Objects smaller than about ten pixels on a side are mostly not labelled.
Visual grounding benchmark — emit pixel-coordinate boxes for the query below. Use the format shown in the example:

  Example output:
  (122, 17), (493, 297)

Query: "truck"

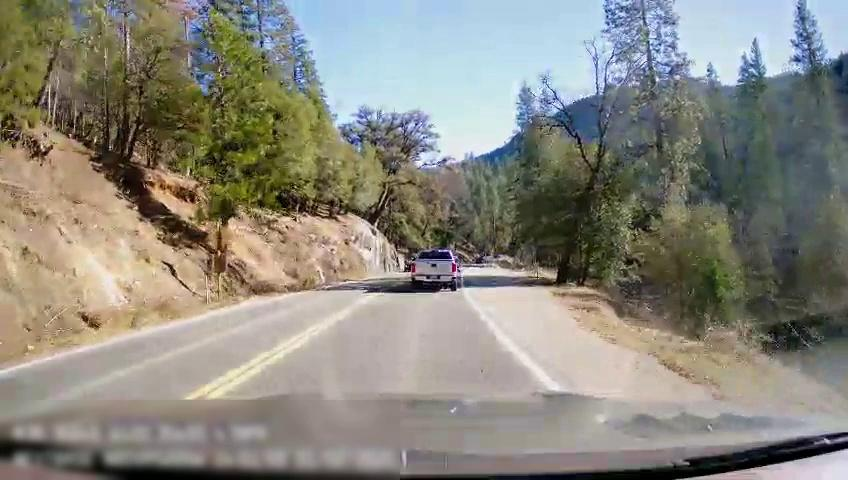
(410, 249), (459, 292)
